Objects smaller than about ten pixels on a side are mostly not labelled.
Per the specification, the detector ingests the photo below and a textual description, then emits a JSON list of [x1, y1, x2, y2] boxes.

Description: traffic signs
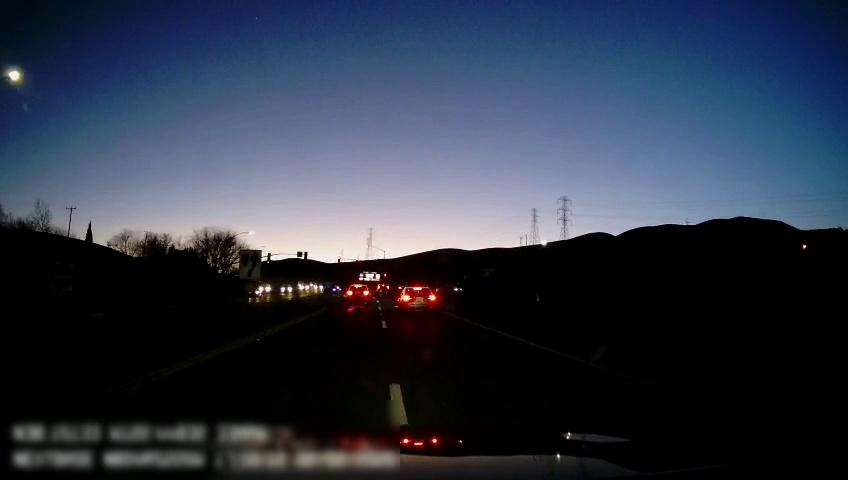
[[239, 249, 262, 281], [52, 261, 73, 295]]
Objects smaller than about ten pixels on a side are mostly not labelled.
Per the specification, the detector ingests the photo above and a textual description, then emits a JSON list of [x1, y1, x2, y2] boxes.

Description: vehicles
[[435, 283, 463, 295], [322, 282, 342, 295], [259, 283, 273, 294], [346, 284, 370, 303], [396, 286, 437, 311], [279, 284, 293, 294], [247, 287, 262, 297], [376, 284, 392, 297]]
